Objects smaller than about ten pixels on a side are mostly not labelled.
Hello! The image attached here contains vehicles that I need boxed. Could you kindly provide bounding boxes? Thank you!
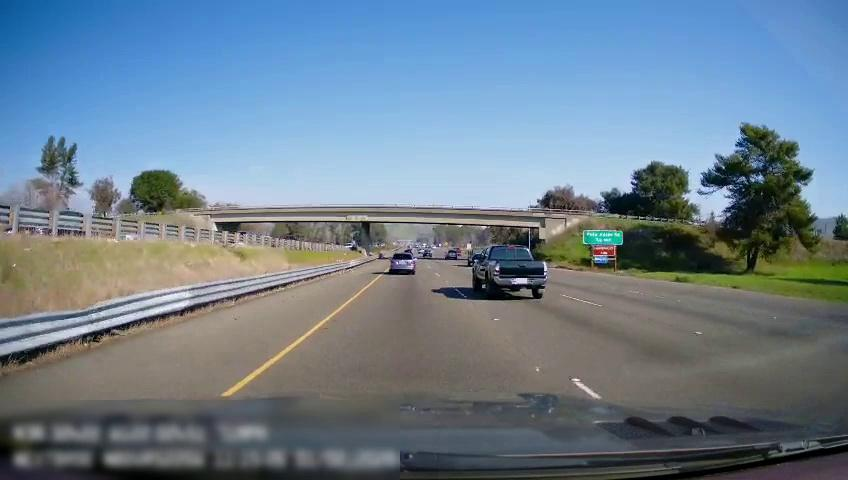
[422,249,433,258]
[467,247,484,266]
[343,242,357,248]
[389,253,416,276]
[471,244,549,300]
[445,249,458,260]
[118,230,141,242]
[5,208,88,238]
[237,230,253,236]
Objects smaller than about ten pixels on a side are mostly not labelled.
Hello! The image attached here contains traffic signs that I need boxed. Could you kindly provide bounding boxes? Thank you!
[592,244,617,256]
[594,255,609,264]
[582,229,625,245]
